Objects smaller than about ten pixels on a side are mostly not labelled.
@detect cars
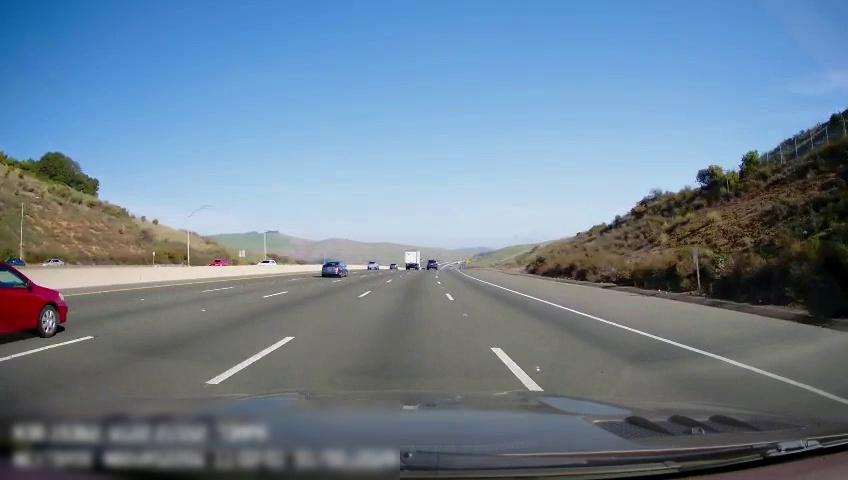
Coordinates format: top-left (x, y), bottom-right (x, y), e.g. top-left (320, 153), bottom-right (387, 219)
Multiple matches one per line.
top-left (321, 260), bottom-right (349, 278)
top-left (257, 259), bottom-right (277, 265)
top-left (41, 258), bottom-right (64, 266)
top-left (0, 256), bottom-right (69, 339)
top-left (6, 257), bottom-right (26, 266)
top-left (208, 258), bottom-right (233, 267)
top-left (367, 261), bottom-right (380, 272)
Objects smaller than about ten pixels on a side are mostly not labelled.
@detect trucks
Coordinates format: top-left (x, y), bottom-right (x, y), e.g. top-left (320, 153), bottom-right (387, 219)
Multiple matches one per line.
top-left (404, 251), bottom-right (420, 271)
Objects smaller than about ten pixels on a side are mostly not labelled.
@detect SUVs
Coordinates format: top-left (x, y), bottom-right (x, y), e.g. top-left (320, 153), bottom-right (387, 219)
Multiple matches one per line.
top-left (426, 259), bottom-right (439, 271)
